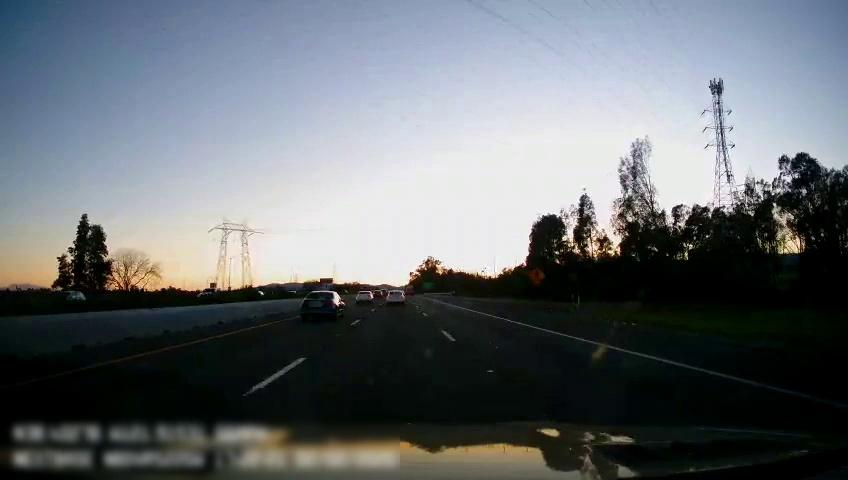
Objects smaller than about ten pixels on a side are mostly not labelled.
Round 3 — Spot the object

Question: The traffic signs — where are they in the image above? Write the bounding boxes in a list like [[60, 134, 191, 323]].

[[423, 281, 433, 292], [530, 269, 544, 286]]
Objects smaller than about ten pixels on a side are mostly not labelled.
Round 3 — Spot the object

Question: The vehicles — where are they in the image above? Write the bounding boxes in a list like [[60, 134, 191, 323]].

[[405, 285, 415, 297], [197, 287, 218, 300], [299, 290, 347, 321], [64, 290, 88, 302], [354, 291, 374, 307], [384, 290, 406, 307]]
